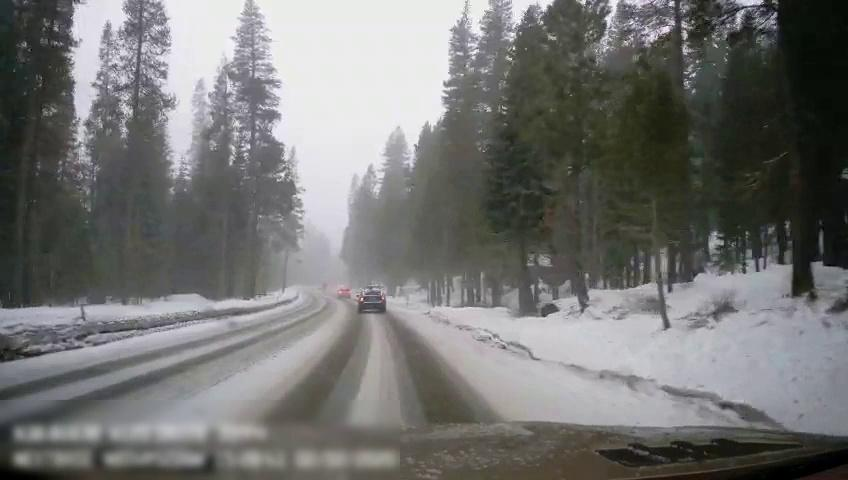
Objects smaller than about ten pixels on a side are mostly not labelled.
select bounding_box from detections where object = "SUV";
[356,286,386,314]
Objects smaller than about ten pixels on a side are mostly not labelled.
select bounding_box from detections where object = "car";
[336,287,351,298]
